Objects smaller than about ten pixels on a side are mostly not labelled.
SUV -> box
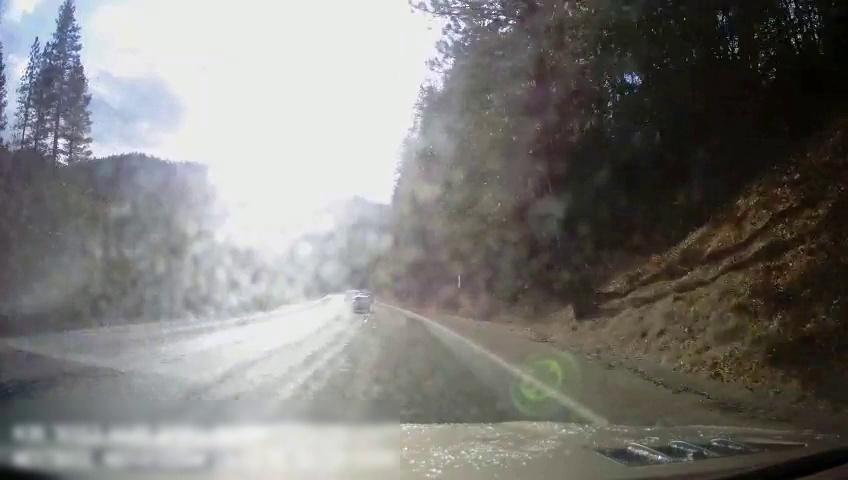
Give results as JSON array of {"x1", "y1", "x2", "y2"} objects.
[{"x1": 351, "y1": 294, "x2": 372, "y2": 313}]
